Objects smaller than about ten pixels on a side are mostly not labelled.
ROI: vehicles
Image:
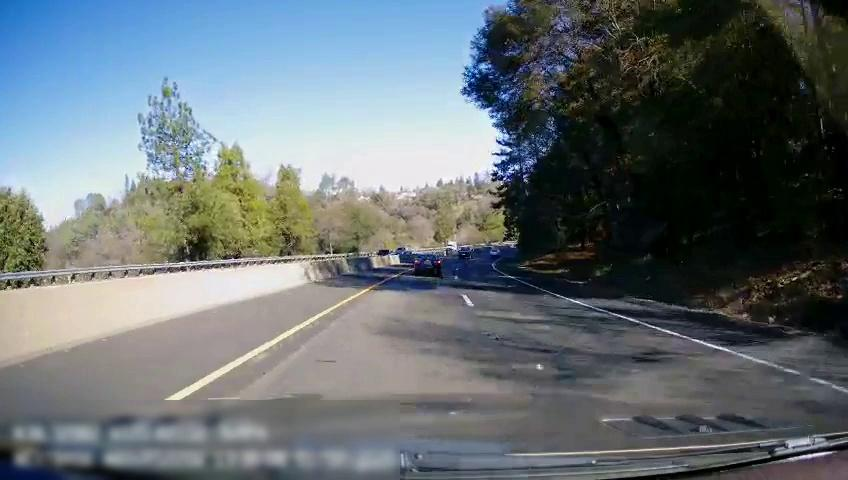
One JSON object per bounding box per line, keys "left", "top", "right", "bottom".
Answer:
{"left": 394, "top": 247, "right": 413, "bottom": 256}
{"left": 375, "top": 249, "right": 394, "bottom": 256}
{"left": 456, "top": 248, "right": 474, "bottom": 261}
{"left": 413, "top": 253, "right": 442, "bottom": 276}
